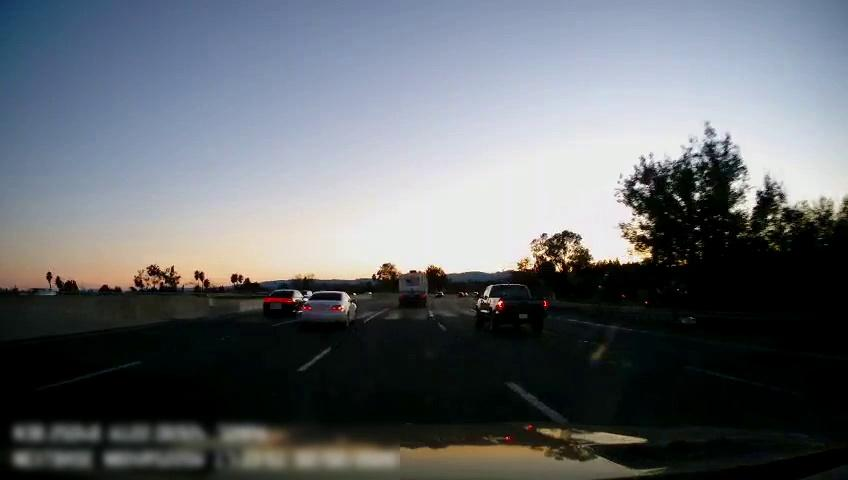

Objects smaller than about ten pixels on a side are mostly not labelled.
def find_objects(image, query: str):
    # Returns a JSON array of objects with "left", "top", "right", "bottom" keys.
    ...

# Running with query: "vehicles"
[
  {"left": 301, "top": 291, "right": 358, "bottom": 328},
  {"left": 263, "top": 289, "right": 308, "bottom": 317},
  {"left": 19, "top": 288, "right": 56, "bottom": 297},
  {"left": 300, "top": 290, "right": 313, "bottom": 296},
  {"left": 475, "top": 283, "right": 548, "bottom": 333},
  {"left": 399, "top": 275, "right": 427, "bottom": 308}
]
